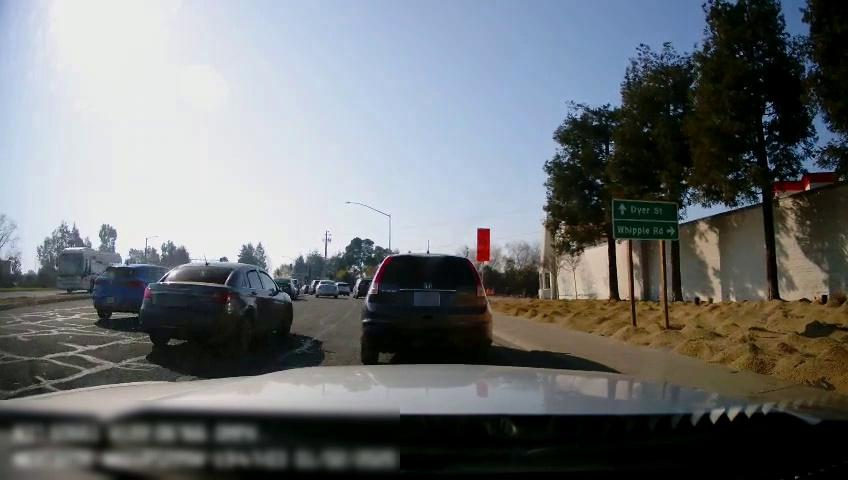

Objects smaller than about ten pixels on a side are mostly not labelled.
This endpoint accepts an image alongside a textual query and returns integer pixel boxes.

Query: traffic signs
[610,198,679,241]
[477,227,492,263]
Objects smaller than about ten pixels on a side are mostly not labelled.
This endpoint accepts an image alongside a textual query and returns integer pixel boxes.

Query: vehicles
[359,255,489,365]
[54,247,121,295]
[138,262,293,362]
[270,276,298,301]
[351,277,375,300]
[309,279,322,295]
[314,279,341,300]
[92,264,175,319]
[337,281,351,297]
